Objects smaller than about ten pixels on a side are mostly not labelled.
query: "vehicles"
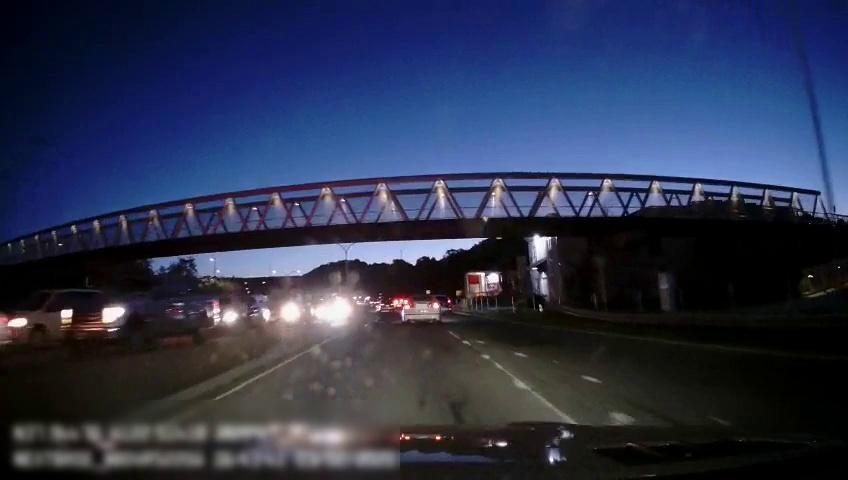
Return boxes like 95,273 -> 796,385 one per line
215,293 -> 264,339
0,287 -> 101,357
376,298 -> 395,314
58,272 -> 222,356
434,295 -> 453,318
400,293 -> 442,327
